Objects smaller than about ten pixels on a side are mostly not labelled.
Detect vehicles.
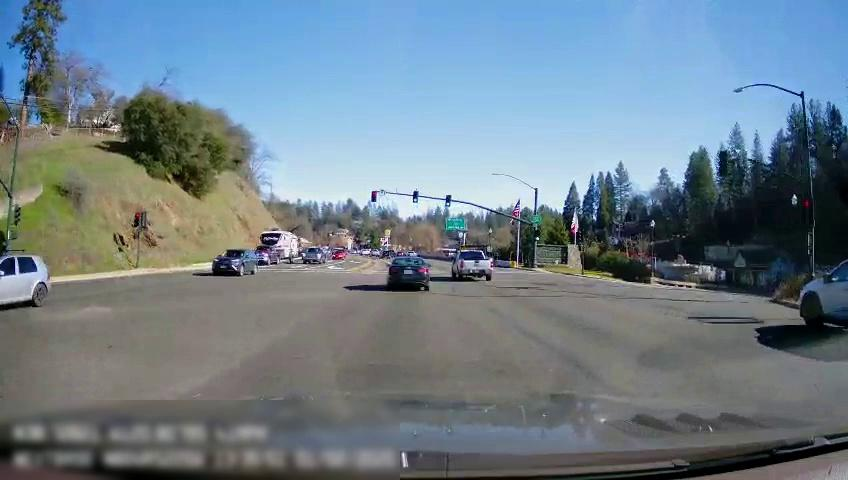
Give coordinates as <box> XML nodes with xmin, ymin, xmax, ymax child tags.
<box><xmin>386</xmin><ymin>256</ymin><xmax>432</xmax><ymax>292</ymax></box>
<box><xmin>359</xmin><ymin>248</ymin><xmax>369</xmax><ymax>256</ymax></box>
<box><xmin>369</xmin><ymin>249</ymin><xmax>380</xmax><ymax>258</ymax></box>
<box><xmin>254</xmin><ymin>231</ymin><xmax>299</xmax><ymax>266</ymax></box>
<box><xmin>0</xmin><ymin>254</ymin><xmax>52</xmax><ymax>308</ymax></box>
<box><xmin>405</xmin><ymin>250</ymin><xmax>418</xmax><ymax>257</ymax></box>
<box><xmin>332</xmin><ymin>251</ymin><xmax>346</xmax><ymax>260</ymax></box>
<box><xmin>379</xmin><ymin>250</ymin><xmax>391</xmax><ymax>259</ymax></box>
<box><xmin>449</xmin><ymin>243</ymin><xmax>494</xmax><ymax>282</ymax></box>
<box><xmin>797</xmin><ymin>258</ymin><xmax>848</xmax><ymax>331</ymax></box>
<box><xmin>301</xmin><ymin>247</ymin><xmax>327</xmax><ymax>265</ymax></box>
<box><xmin>211</xmin><ymin>248</ymin><xmax>259</xmax><ymax>277</ymax></box>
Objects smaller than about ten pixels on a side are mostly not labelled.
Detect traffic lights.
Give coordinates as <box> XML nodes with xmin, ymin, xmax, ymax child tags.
<box><xmin>800</xmin><ymin>194</ymin><xmax>811</xmax><ymax>229</ymax></box>
<box><xmin>716</xmin><ymin>149</ymin><xmax>728</xmax><ymax>183</ymax></box>
<box><xmin>133</xmin><ymin>212</ymin><xmax>140</xmax><ymax>228</ymax></box>
<box><xmin>140</xmin><ymin>211</ymin><xmax>147</xmax><ymax>230</ymax></box>
<box><xmin>14</xmin><ymin>204</ymin><xmax>22</xmax><ymax>227</ymax></box>
<box><xmin>412</xmin><ymin>190</ymin><xmax>420</xmax><ymax>203</ymax></box>
<box><xmin>534</xmin><ymin>229</ymin><xmax>541</xmax><ymax>242</ymax></box>
<box><xmin>444</xmin><ymin>194</ymin><xmax>453</xmax><ymax>209</ymax></box>
<box><xmin>371</xmin><ymin>191</ymin><xmax>377</xmax><ymax>203</ymax></box>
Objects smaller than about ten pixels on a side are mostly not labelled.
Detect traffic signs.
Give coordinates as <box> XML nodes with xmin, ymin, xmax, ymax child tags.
<box><xmin>444</xmin><ymin>216</ymin><xmax>469</xmax><ymax>232</ymax></box>
<box><xmin>530</xmin><ymin>214</ymin><xmax>542</xmax><ymax>225</ymax></box>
